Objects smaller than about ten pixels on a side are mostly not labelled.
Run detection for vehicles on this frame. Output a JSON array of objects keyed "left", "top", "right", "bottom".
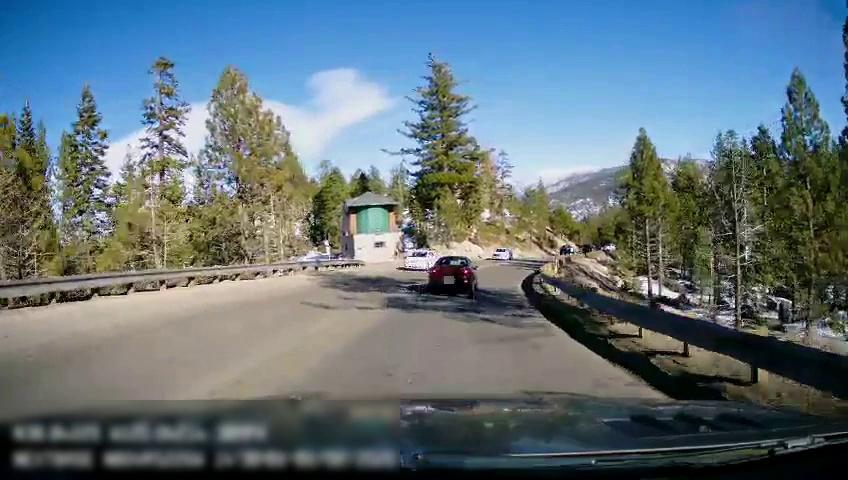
[
  {"left": 402, "top": 249, "right": 439, "bottom": 272},
  {"left": 559, "top": 245, "right": 580, "bottom": 256},
  {"left": 428, "top": 255, "right": 479, "bottom": 296},
  {"left": 492, "top": 248, "right": 514, "bottom": 260}
]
